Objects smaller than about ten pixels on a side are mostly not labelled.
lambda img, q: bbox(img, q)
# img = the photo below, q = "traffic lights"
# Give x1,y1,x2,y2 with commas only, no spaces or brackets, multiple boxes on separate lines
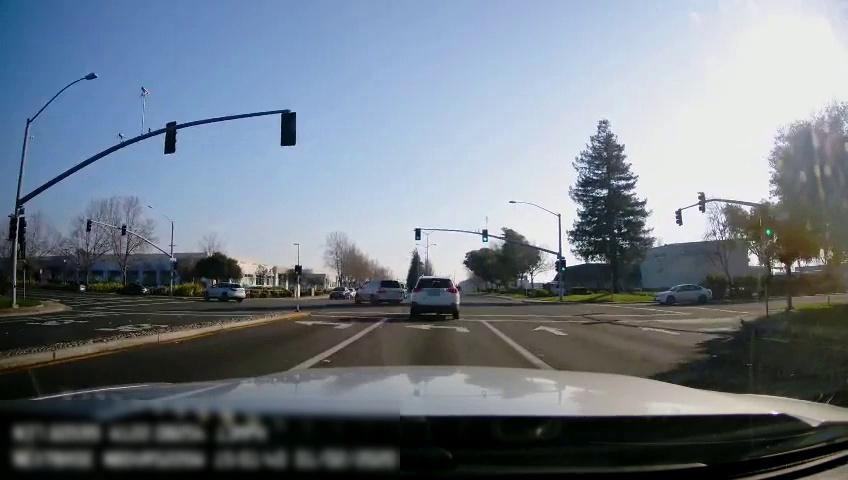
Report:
481,228,488,242
674,207,683,228
280,110,298,148
554,260,560,272
695,190,706,215
7,216,16,242
121,224,127,237
86,218,92,233
17,212,27,241
414,227,422,241
165,120,178,155
560,259,567,271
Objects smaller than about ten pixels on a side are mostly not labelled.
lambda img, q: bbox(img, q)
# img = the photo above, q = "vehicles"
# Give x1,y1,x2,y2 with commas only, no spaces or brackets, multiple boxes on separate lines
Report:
348,287,356,298
353,279,403,307
117,283,151,298
653,283,714,307
330,286,349,300
202,281,246,303
410,275,463,321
